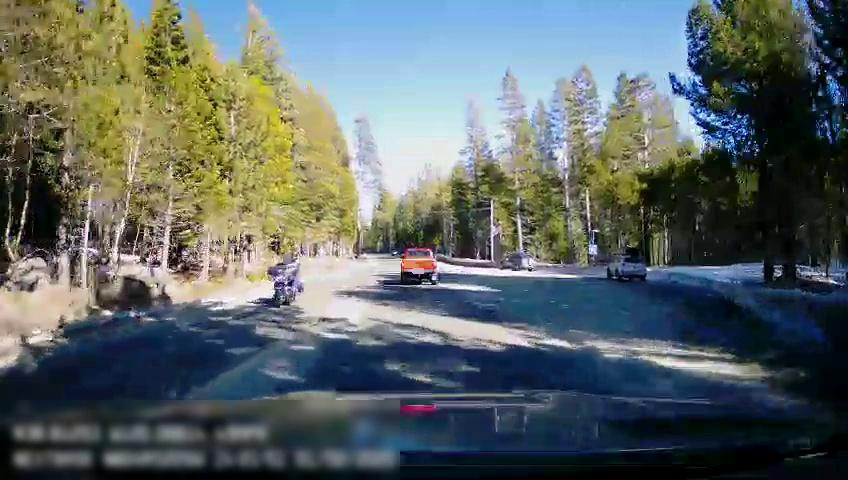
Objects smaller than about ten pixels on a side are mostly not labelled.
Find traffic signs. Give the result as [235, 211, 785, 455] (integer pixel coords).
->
[588, 243, 599, 256]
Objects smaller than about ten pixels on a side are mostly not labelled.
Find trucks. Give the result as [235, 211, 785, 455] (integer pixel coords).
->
[399, 248, 439, 285]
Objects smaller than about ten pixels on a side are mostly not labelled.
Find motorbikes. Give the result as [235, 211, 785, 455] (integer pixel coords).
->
[265, 254, 304, 307]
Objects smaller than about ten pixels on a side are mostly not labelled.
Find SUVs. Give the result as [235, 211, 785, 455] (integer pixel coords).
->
[606, 254, 648, 281]
[498, 252, 534, 272]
